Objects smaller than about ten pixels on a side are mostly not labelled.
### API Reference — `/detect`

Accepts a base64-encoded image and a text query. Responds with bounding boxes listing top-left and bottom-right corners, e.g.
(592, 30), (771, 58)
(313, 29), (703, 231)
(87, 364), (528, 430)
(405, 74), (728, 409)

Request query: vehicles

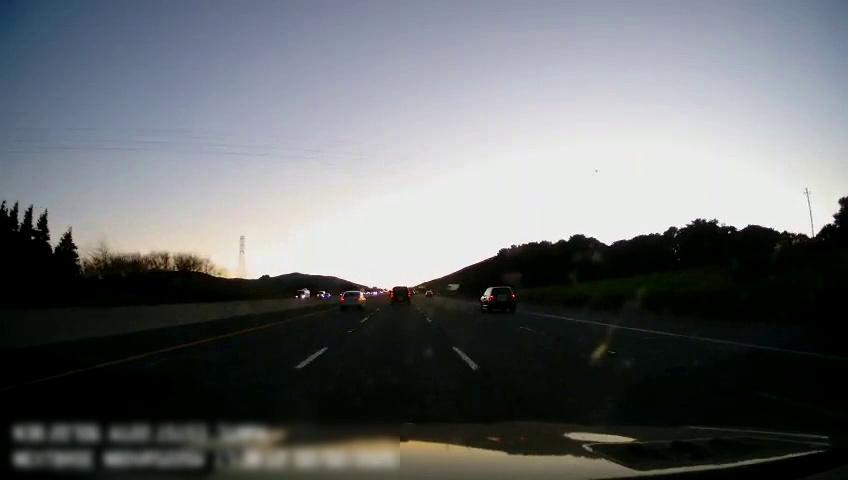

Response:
(321, 293), (332, 298)
(479, 286), (516, 313)
(390, 286), (410, 305)
(340, 290), (366, 310)
(294, 287), (311, 299)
